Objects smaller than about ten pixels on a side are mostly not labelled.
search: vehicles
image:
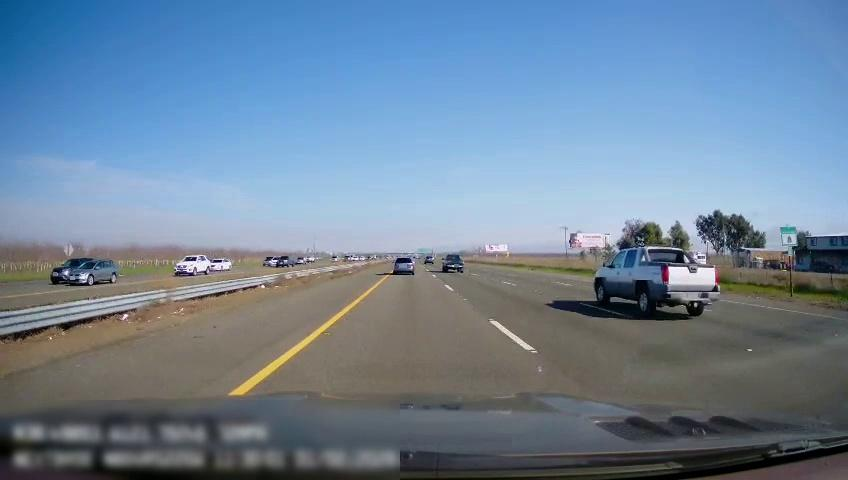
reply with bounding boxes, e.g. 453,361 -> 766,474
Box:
441,254 -> 464,273
263,256 -> 274,266
393,256 -> 415,276
276,255 -> 295,268
63,260 -> 120,286
210,259 -> 232,272
594,246 -> 721,318
270,256 -> 279,267
328,255 -> 341,264
173,255 -> 211,276
50,257 -> 96,285
295,256 -> 307,265
305,254 -> 315,263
